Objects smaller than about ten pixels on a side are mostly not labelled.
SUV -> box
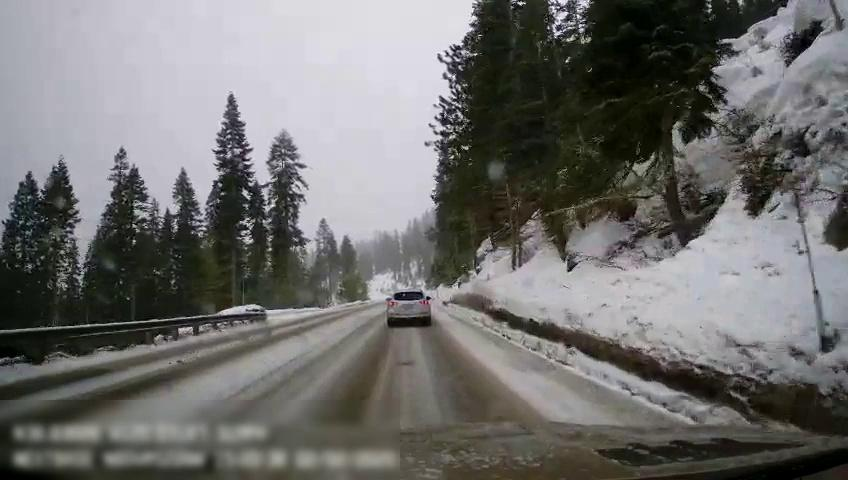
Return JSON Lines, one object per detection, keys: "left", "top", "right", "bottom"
{"left": 384, "top": 290, "right": 432, "bottom": 328}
